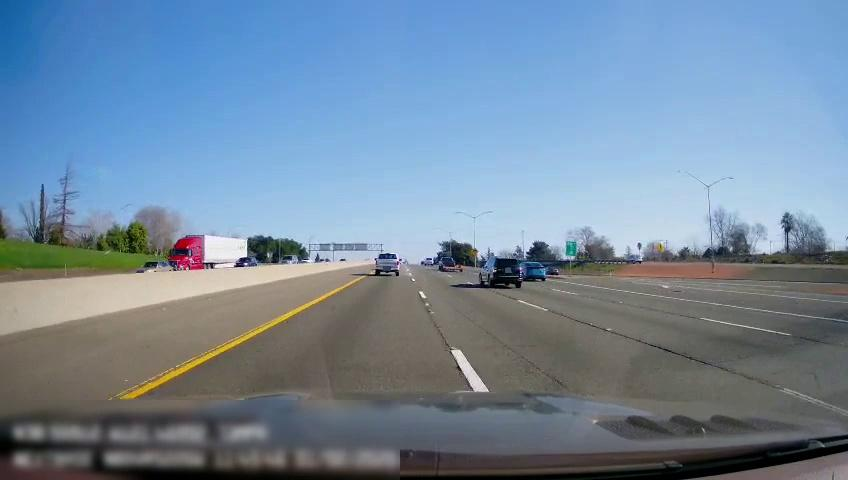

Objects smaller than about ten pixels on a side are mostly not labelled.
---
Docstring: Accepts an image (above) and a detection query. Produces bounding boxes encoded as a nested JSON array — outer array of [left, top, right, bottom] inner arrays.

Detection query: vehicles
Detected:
[[233, 256, 259, 268], [135, 260, 173, 275], [626, 253, 642, 264], [516, 260, 547, 282], [300, 257, 313, 264], [374, 252, 402, 277], [538, 264, 561, 277], [439, 257, 455, 273], [442, 263, 463, 273], [166, 234, 248, 272], [478, 256, 525, 289], [280, 254, 299, 265]]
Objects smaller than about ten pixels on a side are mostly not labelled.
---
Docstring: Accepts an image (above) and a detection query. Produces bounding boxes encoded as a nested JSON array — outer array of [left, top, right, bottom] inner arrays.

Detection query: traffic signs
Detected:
[[565, 240, 577, 256], [333, 243, 344, 251], [355, 243, 368, 251], [319, 243, 331, 251]]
